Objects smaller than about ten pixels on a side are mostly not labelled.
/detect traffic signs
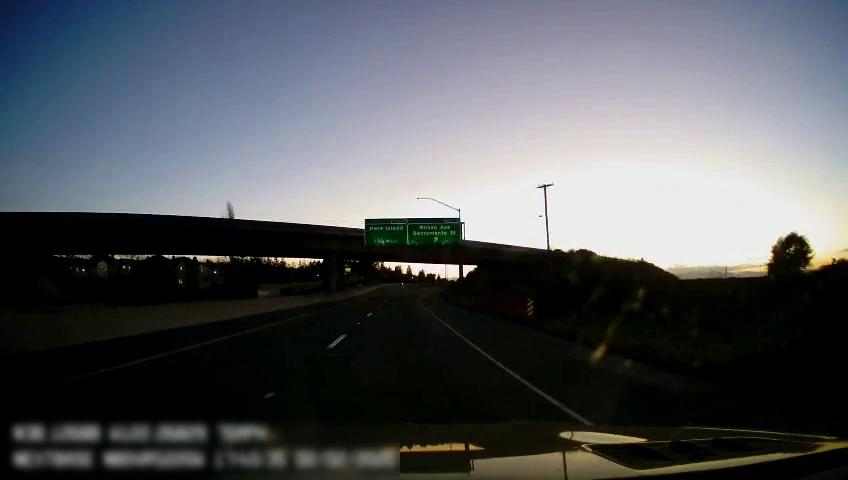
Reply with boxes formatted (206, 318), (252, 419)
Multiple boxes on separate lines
(364, 217), (408, 250)
(407, 216), (462, 247)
